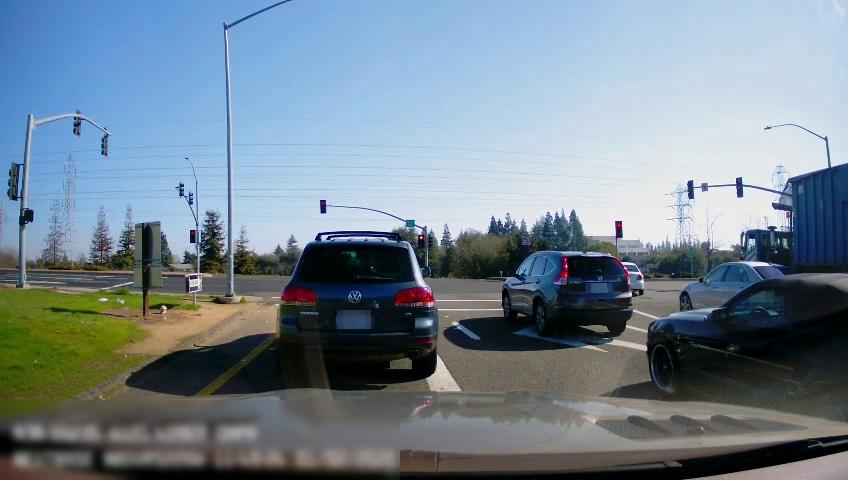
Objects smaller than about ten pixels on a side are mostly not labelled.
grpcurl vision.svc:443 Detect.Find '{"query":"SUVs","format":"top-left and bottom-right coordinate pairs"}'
top-left (276, 241), bottom-right (441, 380)
top-left (502, 251), bottom-right (636, 340)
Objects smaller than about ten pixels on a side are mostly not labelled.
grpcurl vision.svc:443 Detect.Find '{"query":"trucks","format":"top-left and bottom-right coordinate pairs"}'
top-left (739, 162), bottom-right (848, 274)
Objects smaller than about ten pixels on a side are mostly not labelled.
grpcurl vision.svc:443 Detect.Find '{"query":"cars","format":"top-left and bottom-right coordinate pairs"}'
top-left (676, 259), bottom-right (797, 312)
top-left (648, 273), bottom-right (848, 415)
top-left (620, 262), bottom-right (647, 296)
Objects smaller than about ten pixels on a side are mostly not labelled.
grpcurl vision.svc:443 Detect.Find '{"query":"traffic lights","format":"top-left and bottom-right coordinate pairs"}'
top-left (320, 200), bottom-right (327, 215)
top-left (70, 112), bottom-right (81, 137)
top-left (100, 134), bottom-right (108, 157)
top-left (190, 231), bottom-right (197, 245)
top-left (687, 180), bottom-right (696, 202)
top-left (187, 193), bottom-right (194, 207)
top-left (429, 237), bottom-right (435, 250)
top-left (22, 209), bottom-right (33, 224)
top-left (4, 164), bottom-right (17, 202)
top-left (417, 237), bottom-right (425, 249)
top-left (616, 221), bottom-right (625, 241)
top-left (176, 183), bottom-right (185, 199)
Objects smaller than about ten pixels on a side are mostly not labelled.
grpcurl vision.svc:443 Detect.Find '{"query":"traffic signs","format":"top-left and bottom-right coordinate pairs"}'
top-left (405, 220), bottom-right (416, 229)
